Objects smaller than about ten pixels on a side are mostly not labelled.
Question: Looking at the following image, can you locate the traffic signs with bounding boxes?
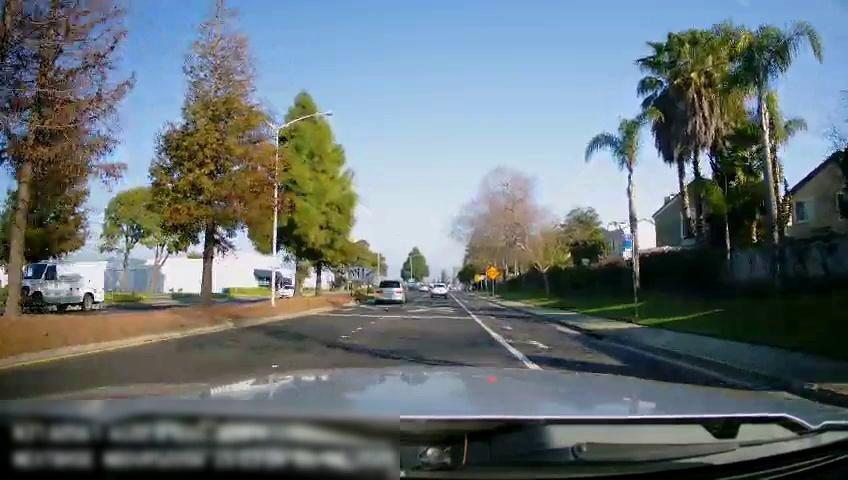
[622,238,634,259]
[345,266,370,282]
[486,265,500,280]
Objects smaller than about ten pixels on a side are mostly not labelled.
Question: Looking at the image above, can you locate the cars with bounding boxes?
[278,284,298,299]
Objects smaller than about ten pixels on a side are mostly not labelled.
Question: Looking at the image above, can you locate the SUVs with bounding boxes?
[374,278,410,304]
[418,283,430,293]
[430,282,449,298]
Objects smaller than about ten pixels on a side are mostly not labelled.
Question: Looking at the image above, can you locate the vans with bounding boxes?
[20,261,105,314]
